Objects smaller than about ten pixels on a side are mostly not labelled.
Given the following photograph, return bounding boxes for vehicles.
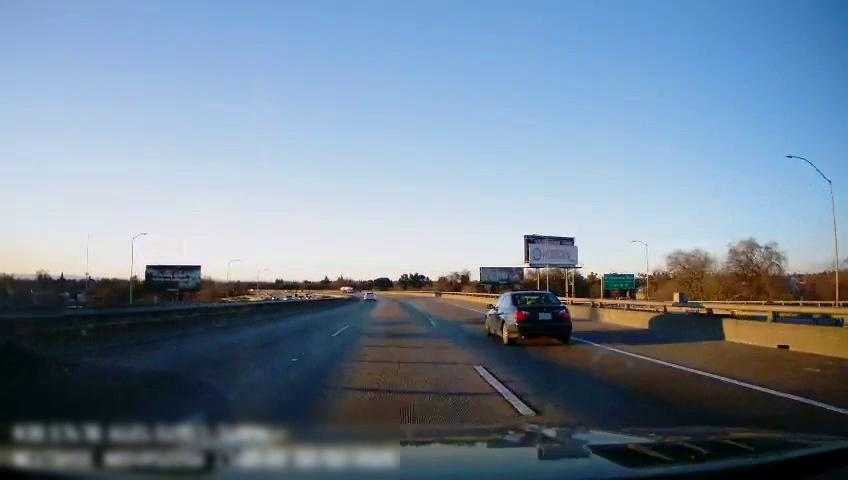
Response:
[340,286,353,293]
[483,290,572,347]
[363,292,377,302]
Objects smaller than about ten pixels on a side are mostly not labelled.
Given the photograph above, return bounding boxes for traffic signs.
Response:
[605,273,635,290]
